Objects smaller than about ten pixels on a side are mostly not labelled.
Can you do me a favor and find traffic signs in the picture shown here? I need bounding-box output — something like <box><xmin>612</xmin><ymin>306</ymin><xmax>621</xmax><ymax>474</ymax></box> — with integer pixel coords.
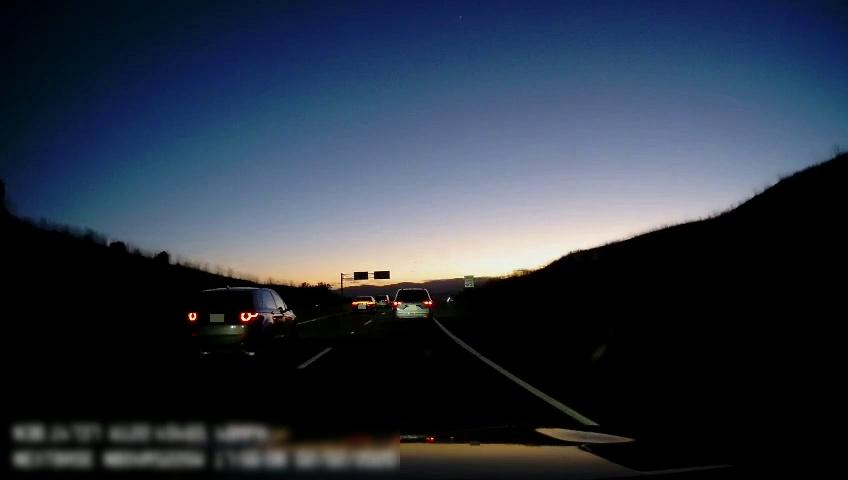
<box><xmin>464</xmin><ymin>276</ymin><xmax>475</xmax><ymax>288</ymax></box>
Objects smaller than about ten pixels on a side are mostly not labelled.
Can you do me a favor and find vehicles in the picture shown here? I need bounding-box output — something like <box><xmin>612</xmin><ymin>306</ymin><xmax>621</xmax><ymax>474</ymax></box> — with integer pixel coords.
<box><xmin>389</xmin><ymin>287</ymin><xmax>434</xmax><ymax>326</ymax></box>
<box><xmin>374</xmin><ymin>294</ymin><xmax>391</xmax><ymax>310</ymax></box>
<box><xmin>351</xmin><ymin>295</ymin><xmax>378</xmax><ymax>314</ymax></box>
<box><xmin>186</xmin><ymin>286</ymin><xmax>301</xmax><ymax>366</ymax></box>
